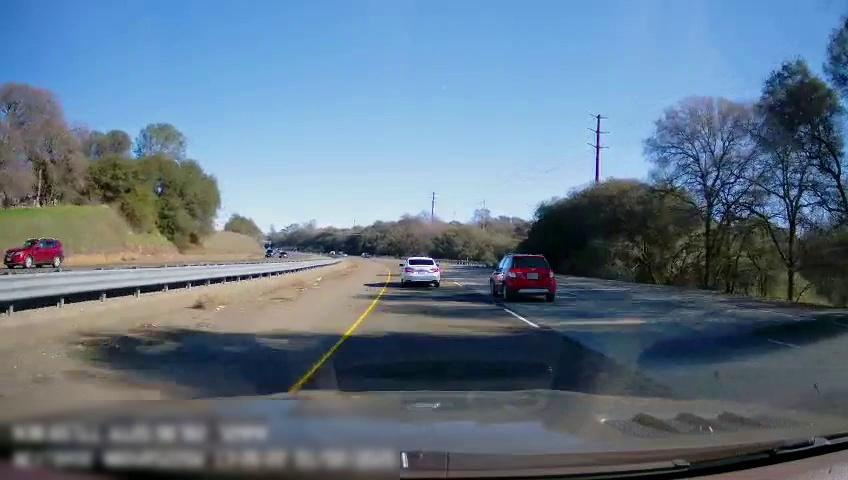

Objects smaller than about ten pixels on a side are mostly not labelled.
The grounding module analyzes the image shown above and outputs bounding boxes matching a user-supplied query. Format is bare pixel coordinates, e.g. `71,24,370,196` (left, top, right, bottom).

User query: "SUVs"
2,238,64,271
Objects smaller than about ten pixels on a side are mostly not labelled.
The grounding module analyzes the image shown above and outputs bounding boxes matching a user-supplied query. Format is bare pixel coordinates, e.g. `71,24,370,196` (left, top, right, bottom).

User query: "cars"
489,254,556,303
400,257,440,289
